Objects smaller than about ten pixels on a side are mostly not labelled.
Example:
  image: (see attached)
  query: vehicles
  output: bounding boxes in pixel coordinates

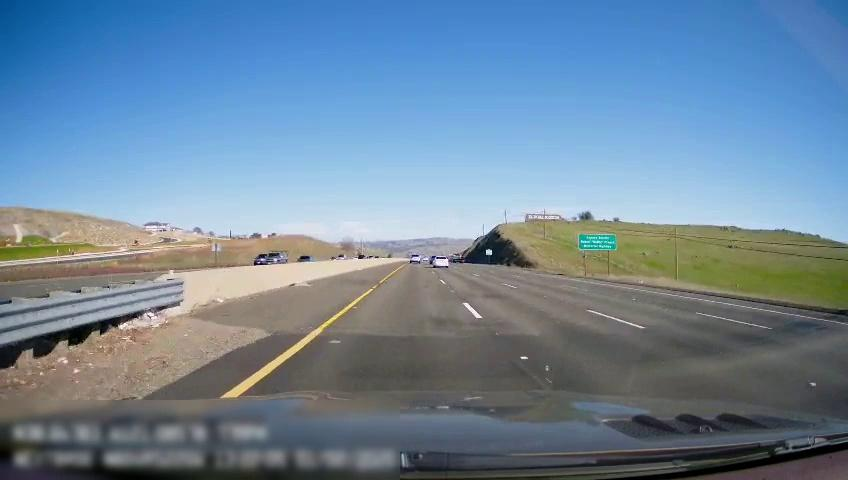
[433,255,449,268]
[297,255,313,262]
[264,251,288,264]
[408,254,420,264]
[253,253,267,265]
[452,254,463,264]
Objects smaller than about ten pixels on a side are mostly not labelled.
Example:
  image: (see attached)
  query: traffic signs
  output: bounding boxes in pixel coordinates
[577,232,619,251]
